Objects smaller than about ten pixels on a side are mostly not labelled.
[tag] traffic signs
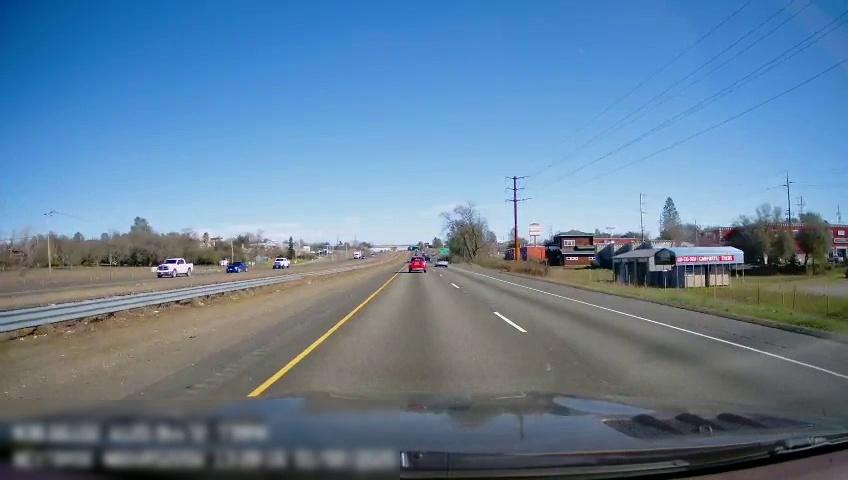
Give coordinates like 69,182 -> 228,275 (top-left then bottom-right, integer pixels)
438,248 -> 449,255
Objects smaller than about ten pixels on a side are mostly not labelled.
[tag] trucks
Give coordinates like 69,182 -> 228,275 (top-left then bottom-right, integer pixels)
156,258 -> 194,279
272,257 -> 291,270
353,252 -> 362,260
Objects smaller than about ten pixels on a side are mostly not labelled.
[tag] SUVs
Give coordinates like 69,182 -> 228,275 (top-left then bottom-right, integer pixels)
406,256 -> 427,273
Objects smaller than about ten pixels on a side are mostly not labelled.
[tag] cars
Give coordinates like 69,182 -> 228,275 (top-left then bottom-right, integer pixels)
225,261 -> 249,273
434,256 -> 450,269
